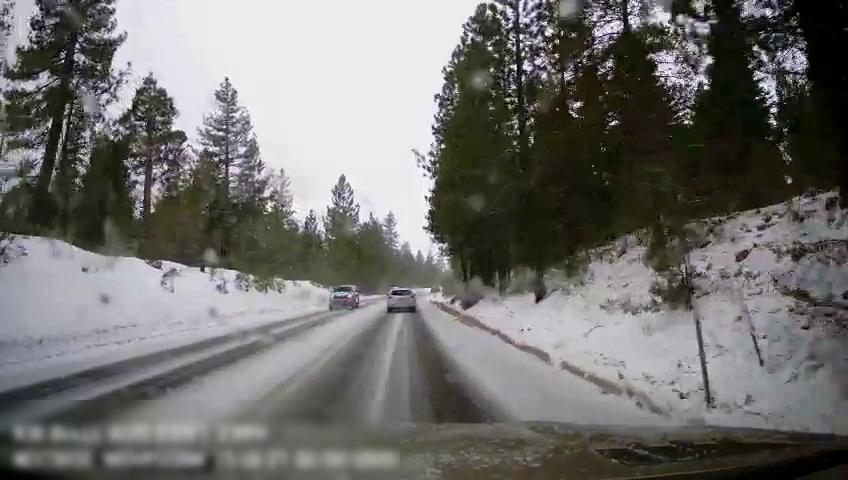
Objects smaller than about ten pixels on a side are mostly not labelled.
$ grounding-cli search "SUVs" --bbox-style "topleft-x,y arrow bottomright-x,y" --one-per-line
328,284 -> 360,311
386,287 -> 417,312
